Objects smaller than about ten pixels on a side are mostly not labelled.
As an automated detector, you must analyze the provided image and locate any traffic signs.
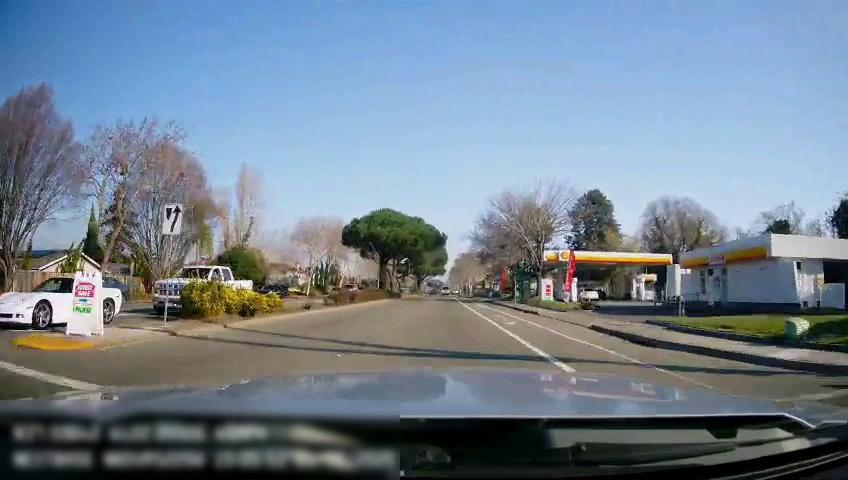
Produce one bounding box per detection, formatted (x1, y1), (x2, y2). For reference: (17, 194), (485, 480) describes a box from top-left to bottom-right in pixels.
(163, 203), (183, 235)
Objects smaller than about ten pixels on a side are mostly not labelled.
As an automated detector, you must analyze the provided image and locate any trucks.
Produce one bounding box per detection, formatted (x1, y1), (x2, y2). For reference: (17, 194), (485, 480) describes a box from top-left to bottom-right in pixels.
(152, 266), (254, 314)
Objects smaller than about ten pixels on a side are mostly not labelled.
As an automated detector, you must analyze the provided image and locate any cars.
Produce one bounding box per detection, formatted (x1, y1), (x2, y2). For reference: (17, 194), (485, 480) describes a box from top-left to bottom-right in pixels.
(576, 288), (599, 301)
(0, 276), (123, 330)
(83, 276), (129, 312)
(257, 283), (287, 299)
